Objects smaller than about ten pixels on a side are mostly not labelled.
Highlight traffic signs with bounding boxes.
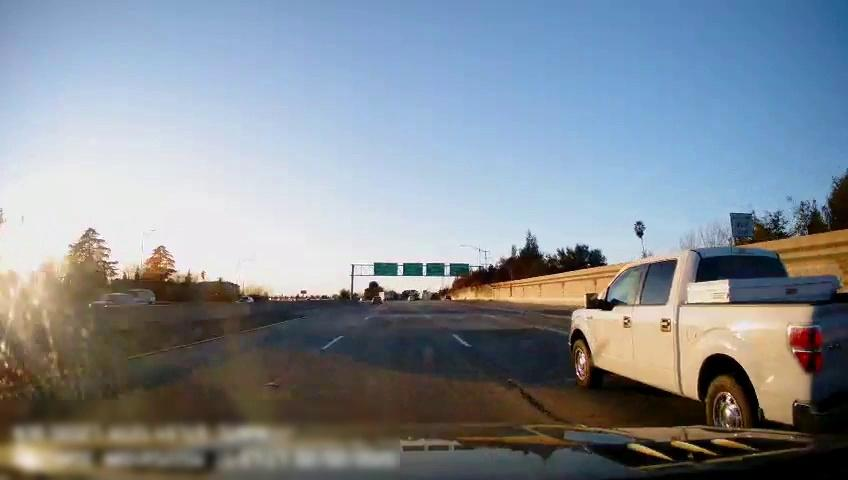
[730,212,755,238]
[373,261,398,276]
[403,262,424,278]
[449,262,470,277]
[426,261,446,278]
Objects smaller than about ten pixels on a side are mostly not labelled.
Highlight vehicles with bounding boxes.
[87,292,137,312]
[379,291,392,302]
[127,288,156,305]
[237,297,254,303]
[371,295,383,306]
[567,247,848,434]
